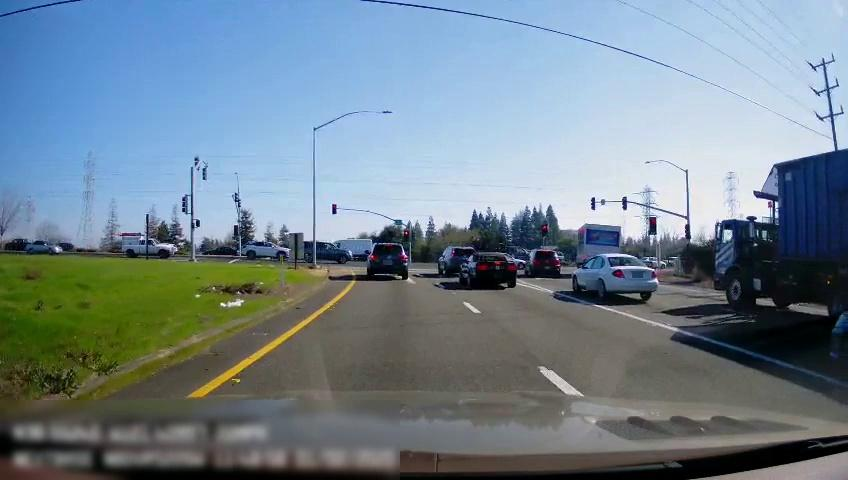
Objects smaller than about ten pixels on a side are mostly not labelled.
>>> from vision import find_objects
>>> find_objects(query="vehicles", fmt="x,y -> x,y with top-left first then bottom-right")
239,241 -> 291,262
662,256 -> 680,267
458,252 -> 517,291
202,246 -> 240,259
302,240 -> 353,265
510,256 -> 527,270
709,148 -> 848,321
523,248 -> 561,278
437,245 -> 476,278
570,253 -> 659,302
575,223 -> 624,268
364,242 -> 410,281
118,235 -> 177,261
638,256 -> 667,270
495,245 -> 533,260
828,311 -> 848,371
3,237 -> 33,252
24,239 -> 64,256
333,239 -> 374,263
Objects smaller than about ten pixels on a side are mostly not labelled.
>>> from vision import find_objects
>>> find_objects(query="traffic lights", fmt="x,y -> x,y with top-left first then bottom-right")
180,196 -> 187,213
648,215 -> 657,235
194,157 -> 200,172
331,203 -> 337,214
541,223 -> 550,237
233,191 -> 238,203
402,229 -> 410,241
590,196 -> 596,211
201,167 -> 207,180
232,224 -> 239,235
621,195 -> 628,211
